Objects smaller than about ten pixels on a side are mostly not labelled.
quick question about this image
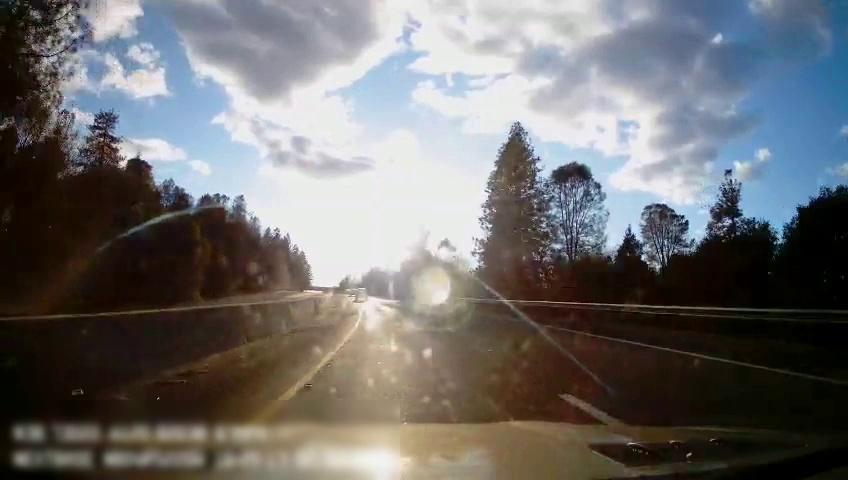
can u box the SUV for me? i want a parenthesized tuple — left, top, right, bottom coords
(354, 287, 367, 301)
